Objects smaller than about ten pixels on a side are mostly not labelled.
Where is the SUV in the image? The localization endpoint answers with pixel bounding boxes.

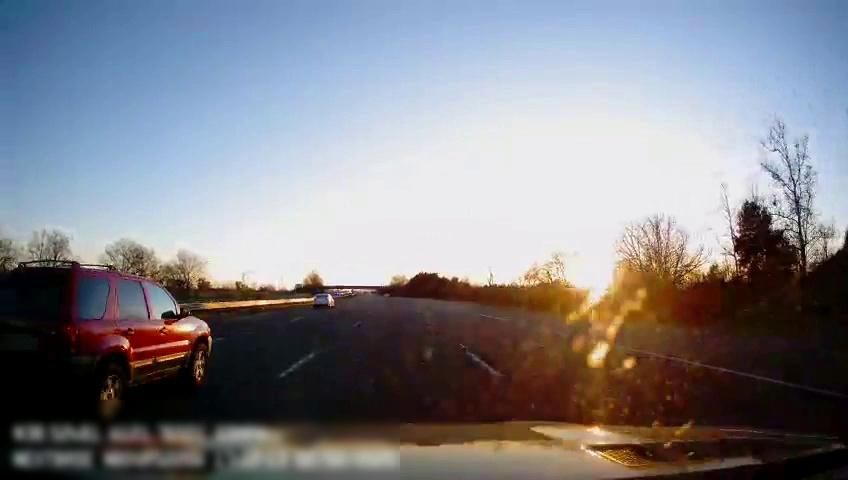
[0,259,214,426]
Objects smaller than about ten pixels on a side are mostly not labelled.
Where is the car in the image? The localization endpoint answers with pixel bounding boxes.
[313,293,335,308]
